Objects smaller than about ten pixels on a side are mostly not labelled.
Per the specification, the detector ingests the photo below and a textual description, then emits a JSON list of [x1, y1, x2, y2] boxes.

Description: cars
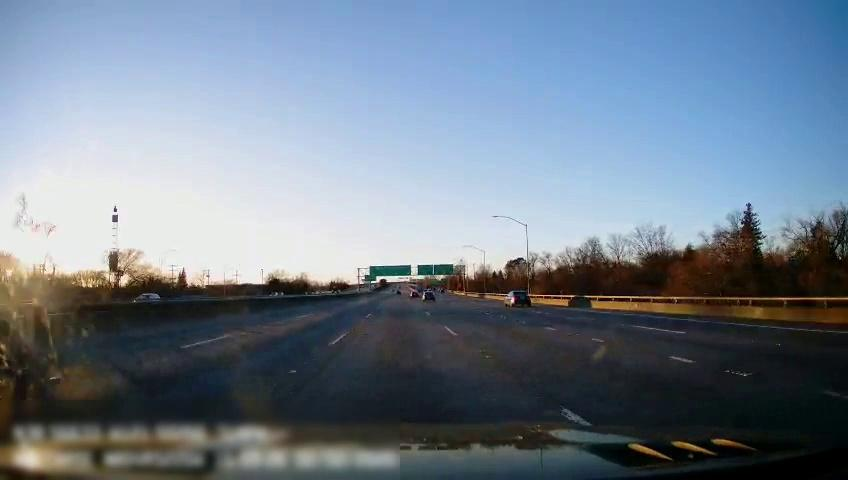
[[133, 293, 160, 302], [503, 290, 531, 308], [422, 292, 435, 302]]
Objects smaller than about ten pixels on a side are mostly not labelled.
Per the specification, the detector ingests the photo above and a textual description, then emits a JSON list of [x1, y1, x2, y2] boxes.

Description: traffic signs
[[417, 264, 434, 275], [434, 264, 453, 274], [368, 265, 412, 276]]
